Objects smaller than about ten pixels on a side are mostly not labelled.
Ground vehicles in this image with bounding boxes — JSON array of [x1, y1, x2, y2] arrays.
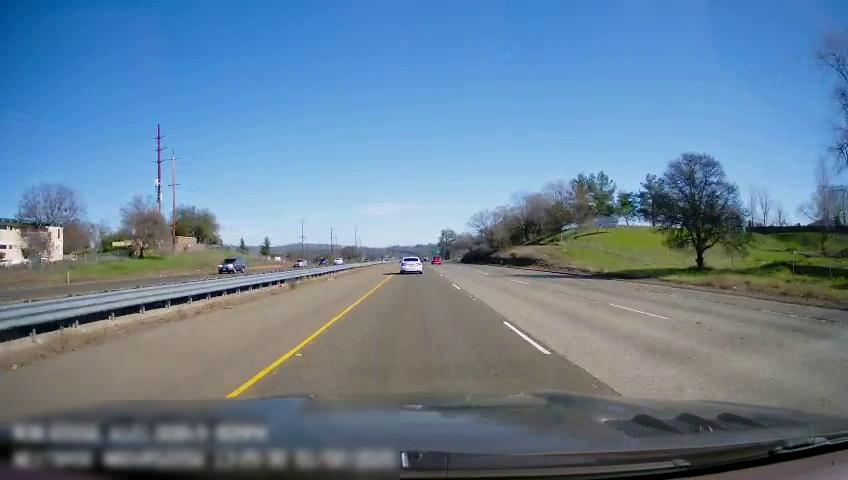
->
[[218, 257, 247, 275], [292, 258, 308, 270], [431, 256, 443, 265], [316, 258, 329, 268], [333, 257, 345, 266], [398, 257, 423, 275]]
